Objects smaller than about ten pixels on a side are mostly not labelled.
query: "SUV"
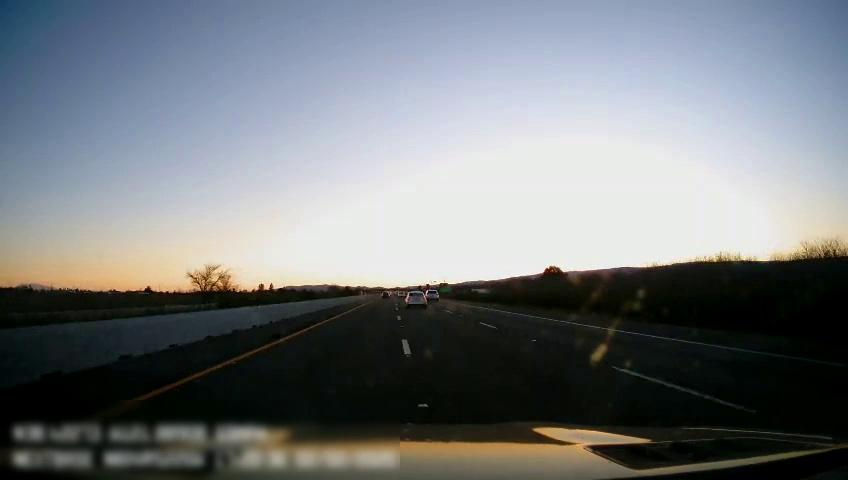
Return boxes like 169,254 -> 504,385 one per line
425,289 -> 439,302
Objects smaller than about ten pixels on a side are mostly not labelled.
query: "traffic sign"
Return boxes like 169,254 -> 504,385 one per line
439,286 -> 452,293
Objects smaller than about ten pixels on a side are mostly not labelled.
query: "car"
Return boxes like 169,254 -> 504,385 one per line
404,290 -> 428,308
